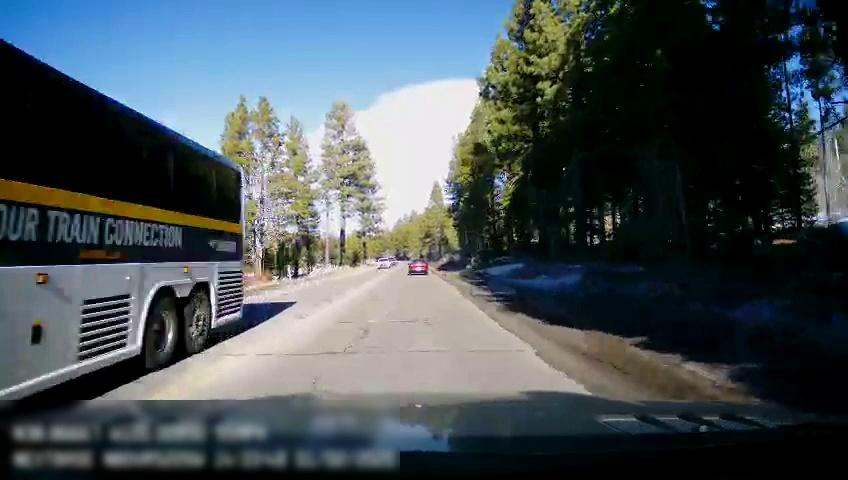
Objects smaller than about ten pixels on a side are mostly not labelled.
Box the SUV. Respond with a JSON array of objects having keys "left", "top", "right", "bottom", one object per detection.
[{"left": 376, "top": 257, "right": 392, "bottom": 270}]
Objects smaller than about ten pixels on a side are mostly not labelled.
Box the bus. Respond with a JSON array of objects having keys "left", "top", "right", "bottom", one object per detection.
[{"left": 0, "top": 37, "right": 246, "bottom": 408}]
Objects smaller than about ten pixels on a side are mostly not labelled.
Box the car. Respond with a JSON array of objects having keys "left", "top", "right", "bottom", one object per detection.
[{"left": 407, "top": 257, "right": 429, "bottom": 275}]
